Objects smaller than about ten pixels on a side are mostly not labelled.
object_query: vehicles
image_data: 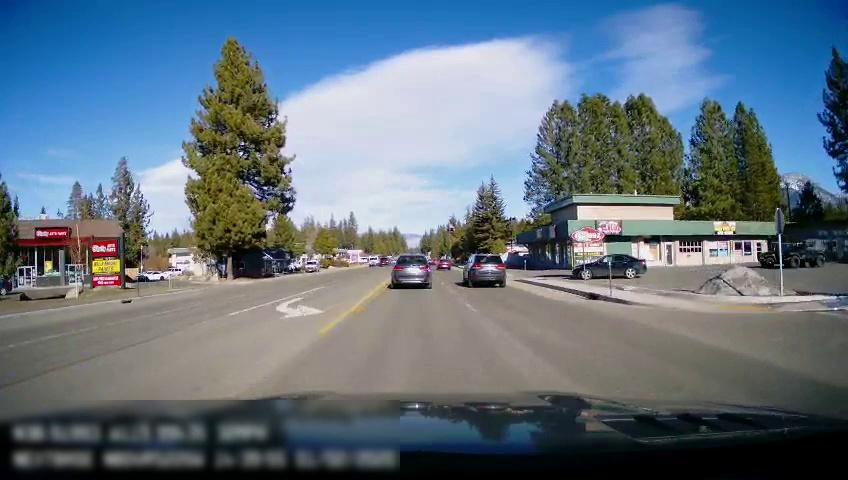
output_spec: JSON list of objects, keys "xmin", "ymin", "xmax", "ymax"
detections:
[
  {"xmin": 572, "ymin": 253, "xmax": 647, "ymax": 281},
  {"xmin": 367, "ymin": 256, "xmax": 381, "ymax": 266},
  {"xmin": 390, "ymin": 253, "xmax": 433, "ymax": 289},
  {"xmin": 141, "ymin": 271, "xmax": 164, "ymax": 282},
  {"xmin": 437, "ymin": 258, "xmax": 452, "ymax": 270},
  {"xmin": 760, "ymin": 245, "xmax": 818, "ymax": 268},
  {"xmin": 304, "ymin": 260, "xmax": 319, "ymax": 272},
  {"xmin": 461, "ymin": 253, "xmax": 507, "ymax": 290}
]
